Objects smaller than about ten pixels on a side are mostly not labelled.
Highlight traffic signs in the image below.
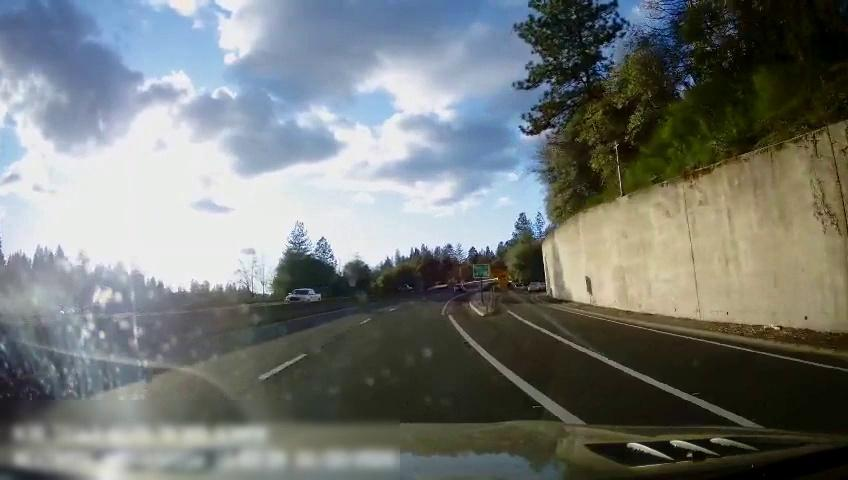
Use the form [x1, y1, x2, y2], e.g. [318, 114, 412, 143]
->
[473, 263, 490, 279]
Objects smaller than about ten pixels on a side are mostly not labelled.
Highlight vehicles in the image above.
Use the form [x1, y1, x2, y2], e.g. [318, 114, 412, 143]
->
[397, 283, 413, 292]
[284, 287, 322, 304]
[453, 283, 466, 294]
[527, 282, 546, 292]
